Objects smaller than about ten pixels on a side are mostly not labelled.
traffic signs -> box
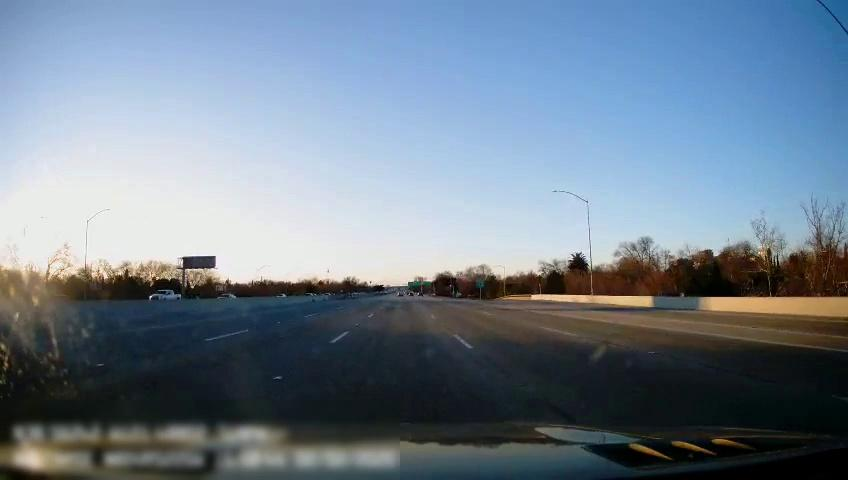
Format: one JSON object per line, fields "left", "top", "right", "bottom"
{"left": 408, "top": 280, "right": 419, "bottom": 287}
{"left": 419, "top": 281, "right": 430, "bottom": 288}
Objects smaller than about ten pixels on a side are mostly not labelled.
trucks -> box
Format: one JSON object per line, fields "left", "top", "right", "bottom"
{"left": 149, "top": 289, "right": 182, "bottom": 301}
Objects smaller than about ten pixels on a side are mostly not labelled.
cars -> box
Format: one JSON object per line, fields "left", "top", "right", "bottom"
{"left": 217, "top": 293, "right": 237, "bottom": 299}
